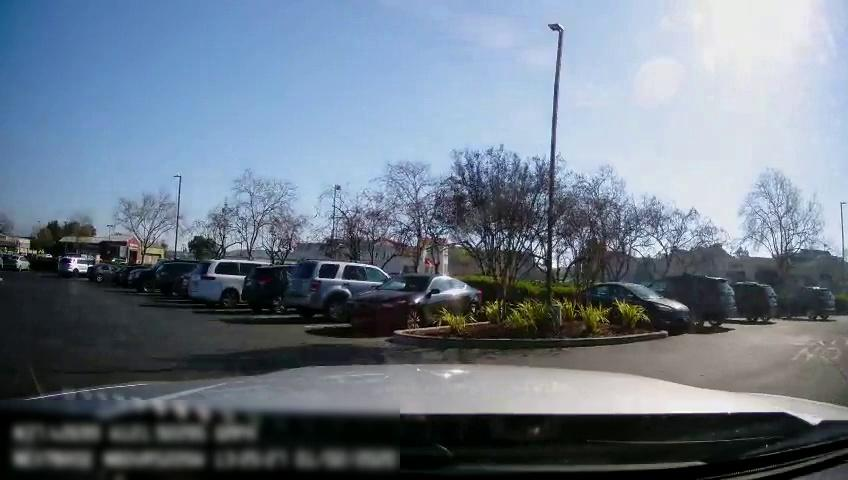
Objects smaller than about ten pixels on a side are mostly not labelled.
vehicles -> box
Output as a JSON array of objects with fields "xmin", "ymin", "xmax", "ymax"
[
  {"xmin": 154, "ymin": 261, "xmax": 218, "ymax": 296},
  {"xmin": 591, "ymin": 281, "xmax": 691, "ymax": 333},
  {"xmin": 118, "ymin": 265, "xmax": 160, "ymax": 286},
  {"xmin": 766, "ymin": 287, "xmax": 837, "ymax": 321},
  {"xmin": 62, "ymin": 256, "xmax": 100, "ymax": 276},
  {"xmin": 344, "ymin": 272, "xmax": 485, "ymax": 332},
  {"xmin": 189, "ymin": 259, "xmax": 283, "ymax": 311},
  {"xmin": 0, "ymin": 256, "xmax": 10, "ymax": 272},
  {"xmin": 637, "ymin": 276, "xmax": 737, "ymax": 328},
  {"xmin": 87, "ymin": 263, "xmax": 131, "ymax": 283},
  {"xmin": 2, "ymin": 255, "xmax": 31, "ymax": 273},
  {"xmin": 128, "ymin": 259, "xmax": 209, "ymax": 295},
  {"xmin": 245, "ymin": 264, "xmax": 321, "ymax": 315},
  {"xmin": 287, "ymin": 259, "xmax": 404, "ymax": 322},
  {"xmin": 712, "ymin": 282, "xmax": 779, "ymax": 323}
]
